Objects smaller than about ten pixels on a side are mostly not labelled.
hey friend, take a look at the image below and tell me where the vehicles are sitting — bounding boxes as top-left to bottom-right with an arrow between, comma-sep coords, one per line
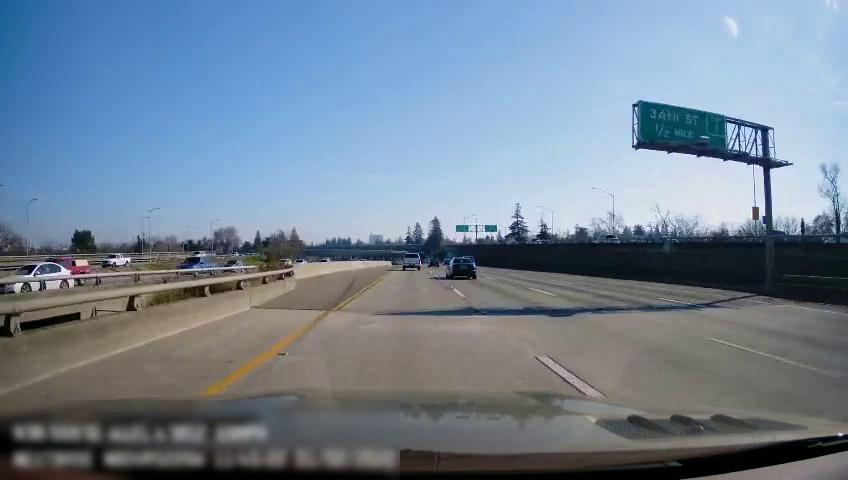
0,260 -> 75,295
43,256 -> 92,287
764,230 -> 787,241
823,230 -> 848,245
279,257 -> 292,266
223,259 -> 248,272
505,238 -> 518,244
599,234 -> 620,244
446,256 -> 477,280
656,234 -> 678,242
192,250 -> 207,258
461,255 -> 474,262
100,253 -> 131,269
293,258 -> 308,265
175,256 -> 218,277
401,252 -> 422,271
428,259 -> 440,268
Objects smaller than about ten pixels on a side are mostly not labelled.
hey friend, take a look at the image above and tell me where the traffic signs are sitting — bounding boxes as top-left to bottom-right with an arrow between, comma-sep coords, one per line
484,224 -> 498,233
637,100 -> 727,153
751,206 -> 760,221
455,224 -> 469,233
